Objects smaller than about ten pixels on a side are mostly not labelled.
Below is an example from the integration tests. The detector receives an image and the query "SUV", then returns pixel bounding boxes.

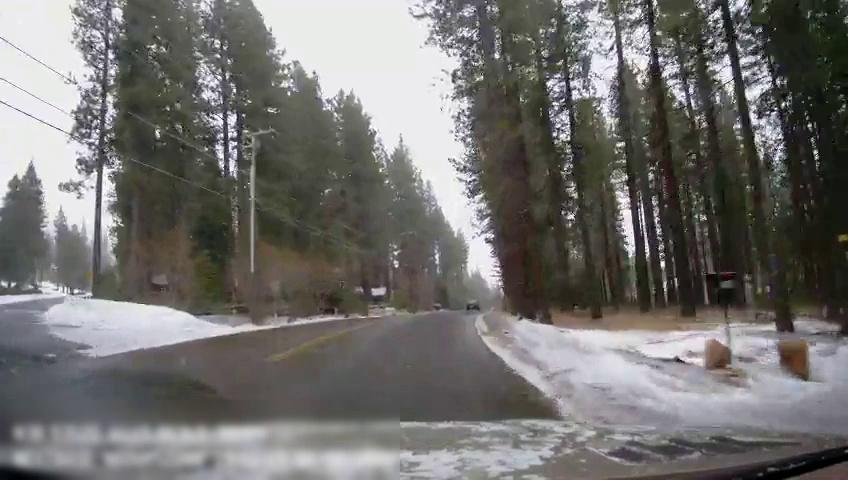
[464,302,480,313]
